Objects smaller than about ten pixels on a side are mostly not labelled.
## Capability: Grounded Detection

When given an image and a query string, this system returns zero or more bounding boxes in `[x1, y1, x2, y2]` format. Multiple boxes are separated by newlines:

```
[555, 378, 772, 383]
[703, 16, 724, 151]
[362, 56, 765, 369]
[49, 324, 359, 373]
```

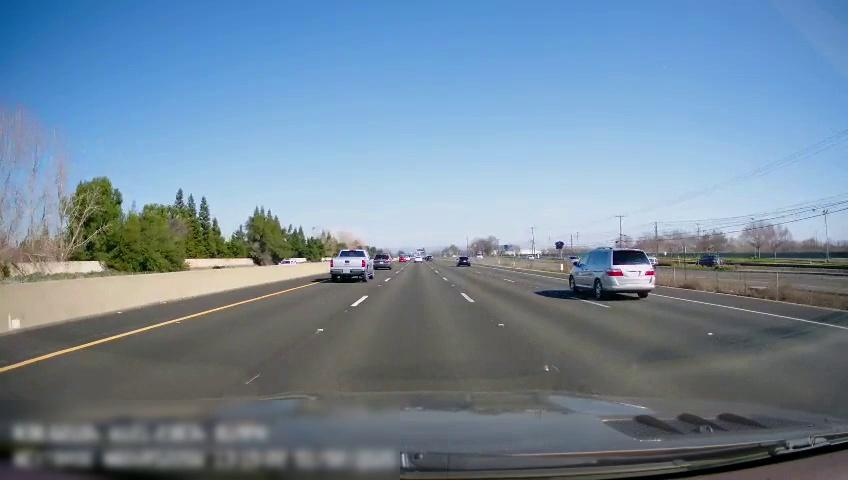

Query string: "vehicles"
[566, 246, 656, 302]
[696, 254, 721, 267]
[372, 254, 391, 271]
[330, 249, 376, 283]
